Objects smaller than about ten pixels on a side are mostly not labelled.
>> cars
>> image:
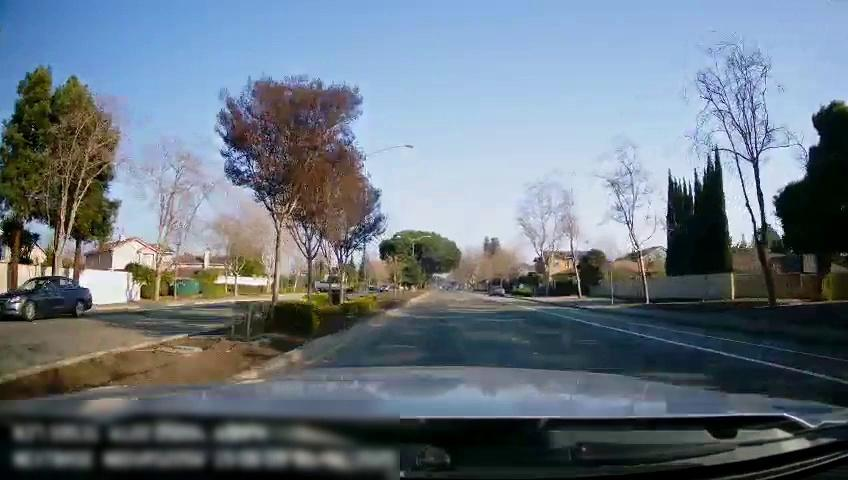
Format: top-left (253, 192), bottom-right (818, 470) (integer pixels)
top-left (0, 276), bottom-right (93, 321)
top-left (491, 286), bottom-right (505, 297)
